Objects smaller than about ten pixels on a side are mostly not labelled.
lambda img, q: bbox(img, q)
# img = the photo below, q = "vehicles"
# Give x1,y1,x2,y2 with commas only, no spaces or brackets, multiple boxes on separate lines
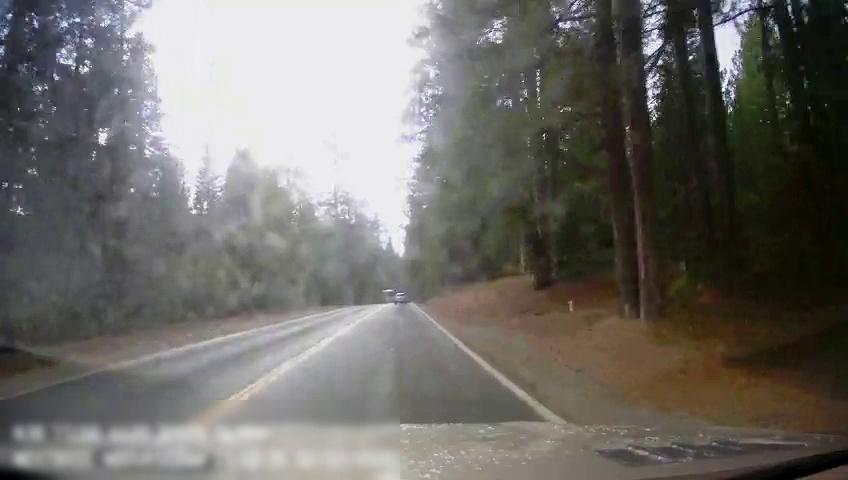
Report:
393,292,408,304
382,289,396,304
